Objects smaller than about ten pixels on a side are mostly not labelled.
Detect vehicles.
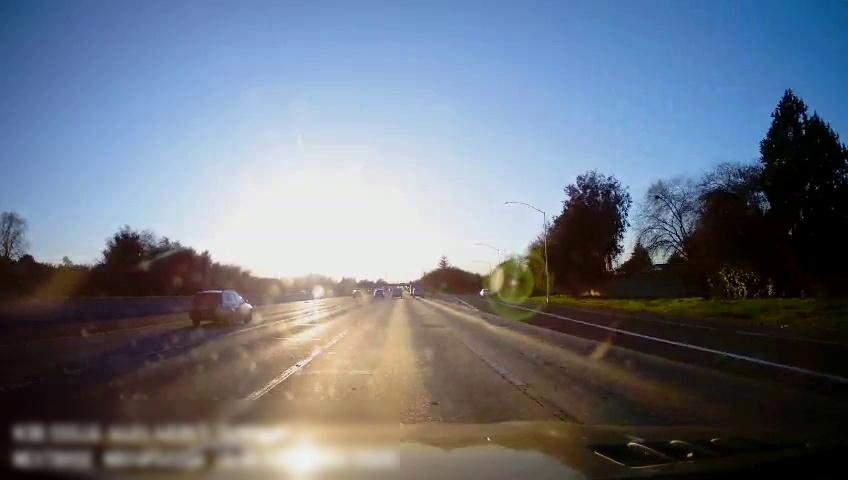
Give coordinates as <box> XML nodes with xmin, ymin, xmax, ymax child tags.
<box><xmin>408</xmin><ymin>282</ymin><xmax>423</xmax><ymax>296</ymax></box>
<box><xmin>188</xmin><ymin>289</ymin><xmax>254</xmax><ymax>329</ymax></box>
<box><xmin>392</xmin><ymin>288</ymin><xmax>404</xmax><ymax>299</ymax></box>
<box><xmin>351</xmin><ymin>289</ymin><xmax>364</xmax><ymax>299</ymax></box>
<box><xmin>479</xmin><ymin>287</ymin><xmax>491</xmax><ymax>297</ymax></box>
<box><xmin>374</xmin><ymin>288</ymin><xmax>388</xmax><ymax>300</ymax></box>
<box><xmin>412</xmin><ymin>287</ymin><xmax>424</xmax><ymax>297</ymax></box>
